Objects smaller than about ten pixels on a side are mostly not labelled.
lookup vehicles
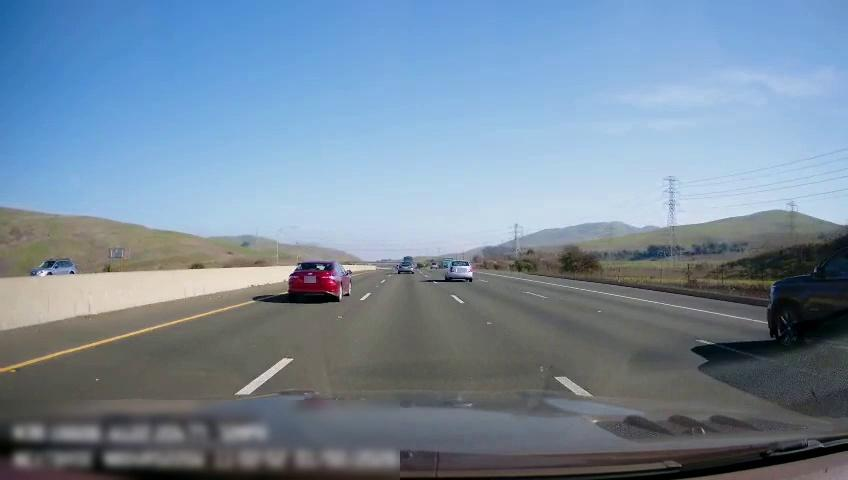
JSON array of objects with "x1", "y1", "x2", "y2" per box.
[
  {"x1": 403, "y1": 255, "x2": 414, "y2": 262},
  {"x1": 30, "y1": 259, "x2": 78, "y2": 276},
  {"x1": 765, "y1": 230, "x2": 848, "y2": 353},
  {"x1": 287, "y1": 260, "x2": 353, "y2": 304},
  {"x1": 397, "y1": 259, "x2": 415, "y2": 274},
  {"x1": 443, "y1": 259, "x2": 473, "y2": 283}
]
